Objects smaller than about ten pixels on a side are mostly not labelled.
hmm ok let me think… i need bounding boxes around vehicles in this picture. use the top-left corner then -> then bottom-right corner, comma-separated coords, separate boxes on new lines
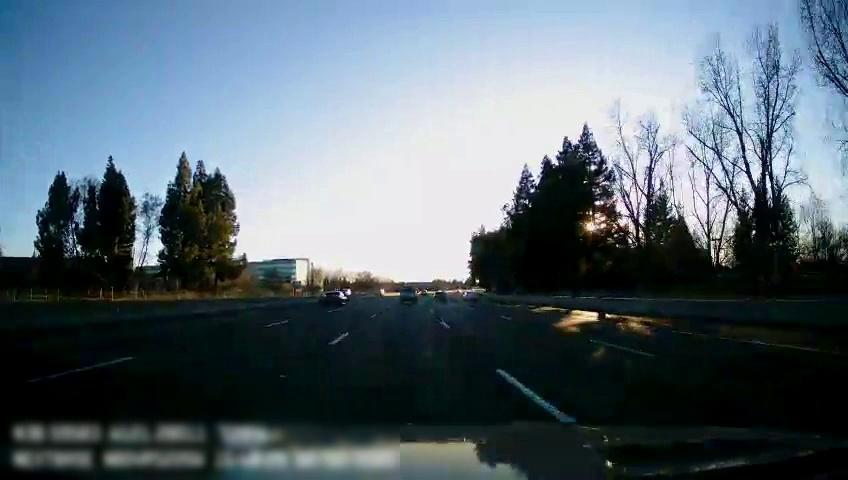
434,291 -> 446,301
340,288 -> 353,296
399,289 -> 417,304
323,290 -> 347,306
463,290 -> 479,302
